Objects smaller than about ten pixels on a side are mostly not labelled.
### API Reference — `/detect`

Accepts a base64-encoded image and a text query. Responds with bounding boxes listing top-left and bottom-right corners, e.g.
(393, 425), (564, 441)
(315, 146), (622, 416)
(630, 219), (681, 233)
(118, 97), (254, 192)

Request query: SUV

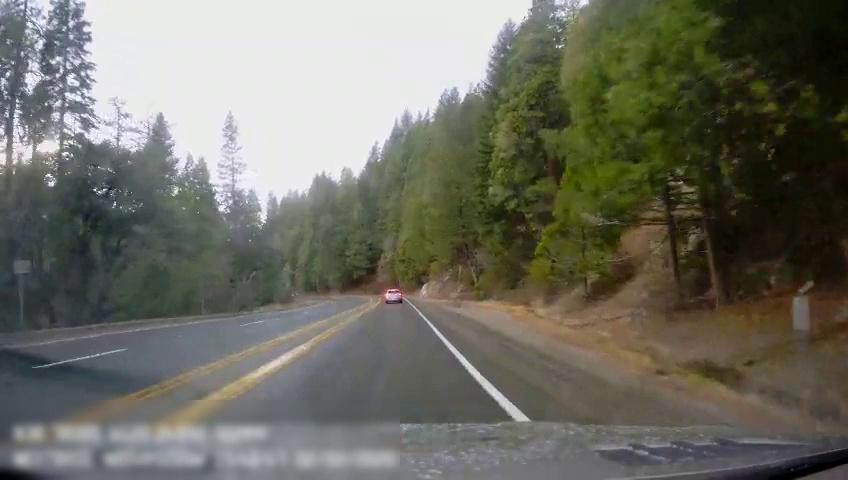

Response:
(384, 289), (402, 304)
